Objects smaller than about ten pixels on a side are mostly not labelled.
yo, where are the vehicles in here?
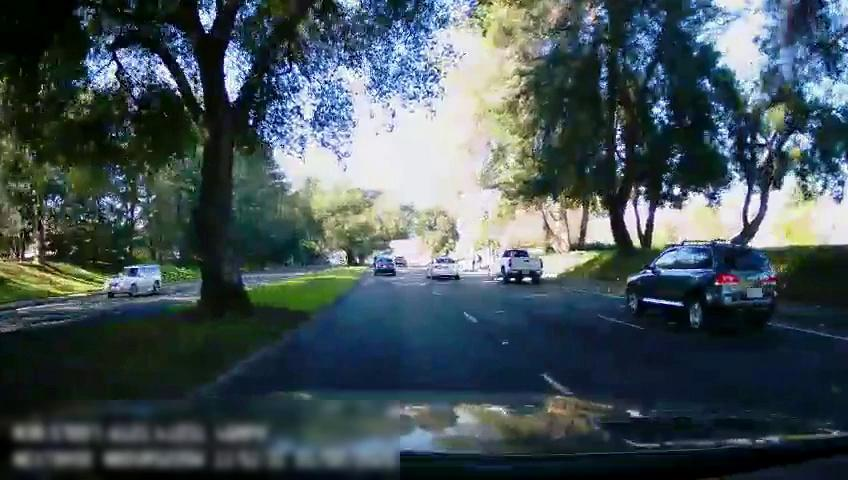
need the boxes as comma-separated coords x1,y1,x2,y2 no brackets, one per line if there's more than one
105,263,163,298
622,244,779,332
394,256,407,268
423,256,461,281
487,248,544,284
373,256,396,276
